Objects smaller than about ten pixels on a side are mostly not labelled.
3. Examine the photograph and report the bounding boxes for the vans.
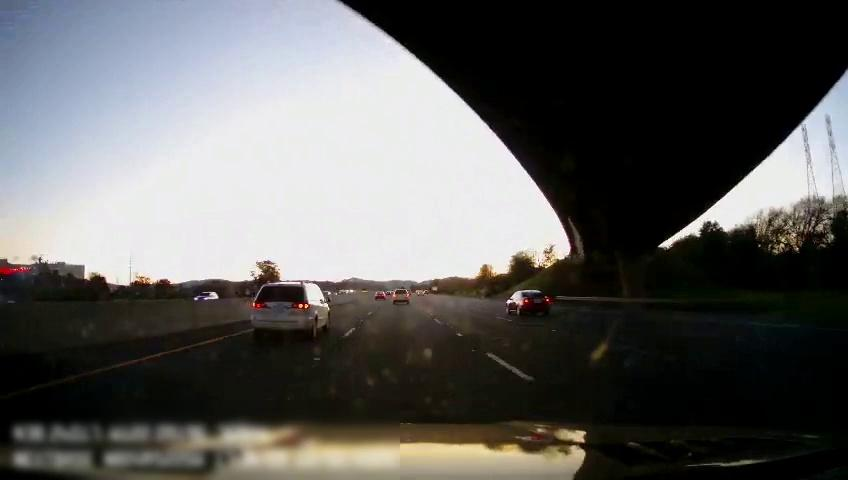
[251,281,332,340]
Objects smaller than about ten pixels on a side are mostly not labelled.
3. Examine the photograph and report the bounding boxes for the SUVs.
[193,292,219,301]
[392,289,410,305]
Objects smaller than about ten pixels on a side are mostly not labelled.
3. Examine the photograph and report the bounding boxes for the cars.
[374,291,386,300]
[505,290,550,316]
